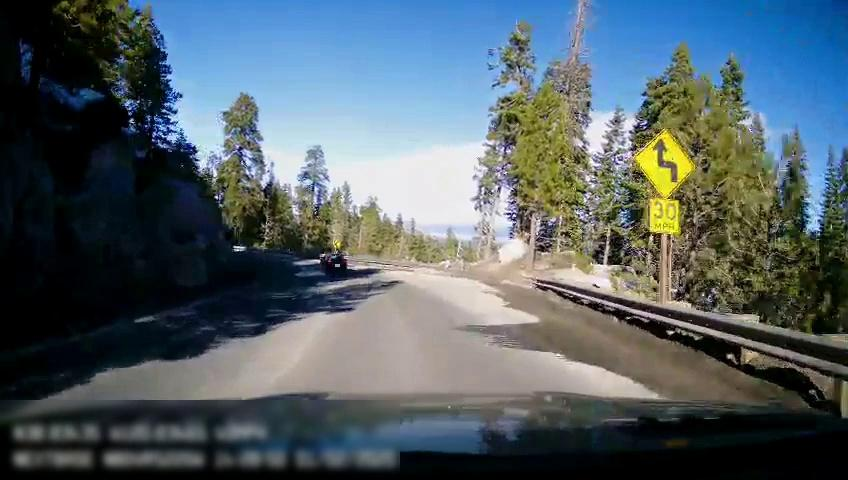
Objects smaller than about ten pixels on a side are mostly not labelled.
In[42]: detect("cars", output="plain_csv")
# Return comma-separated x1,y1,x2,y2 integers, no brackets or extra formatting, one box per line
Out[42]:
320,254,349,274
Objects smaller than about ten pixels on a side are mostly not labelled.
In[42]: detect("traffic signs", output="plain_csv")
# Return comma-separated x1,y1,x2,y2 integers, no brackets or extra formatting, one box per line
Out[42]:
332,238,343,251
633,128,696,198
648,199,680,235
